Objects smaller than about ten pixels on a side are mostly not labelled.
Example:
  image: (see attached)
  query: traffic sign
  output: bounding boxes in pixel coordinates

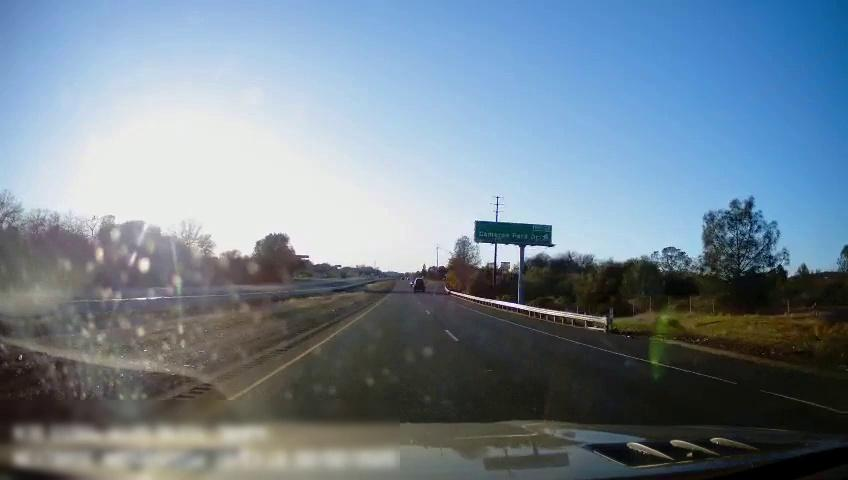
[474,220,552,246]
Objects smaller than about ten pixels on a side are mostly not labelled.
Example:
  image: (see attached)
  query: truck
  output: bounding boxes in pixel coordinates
[413,278,426,292]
